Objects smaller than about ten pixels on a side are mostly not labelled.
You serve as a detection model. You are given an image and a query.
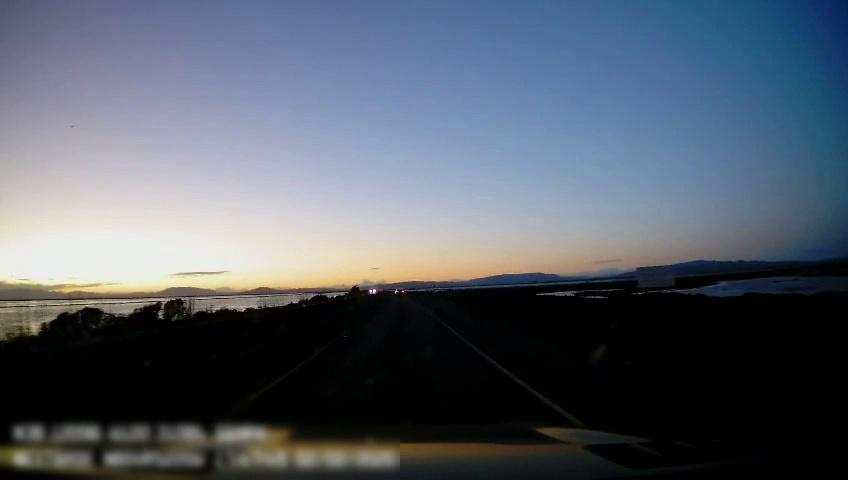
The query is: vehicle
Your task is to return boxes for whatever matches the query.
[394,288,405,296]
